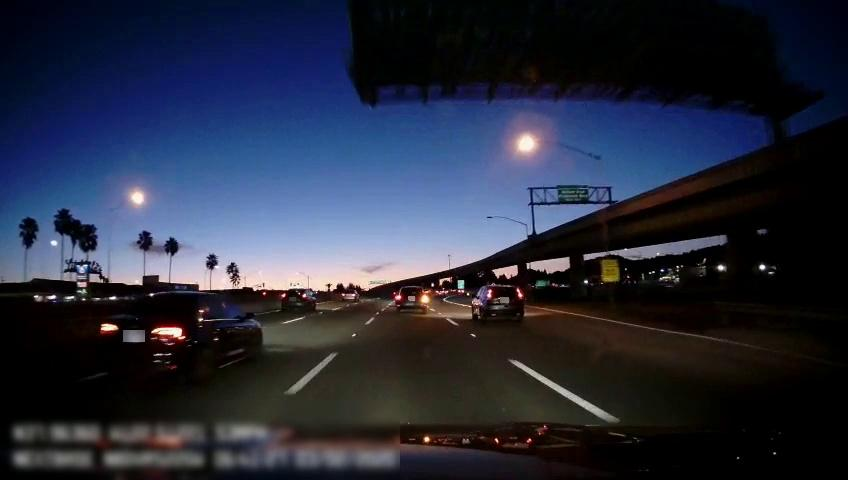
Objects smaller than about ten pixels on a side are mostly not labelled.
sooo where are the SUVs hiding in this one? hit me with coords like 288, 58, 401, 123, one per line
280, 288, 317, 314
470, 283, 525, 323
395, 286, 428, 316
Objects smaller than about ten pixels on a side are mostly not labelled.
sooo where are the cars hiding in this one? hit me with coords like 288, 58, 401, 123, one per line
341, 288, 360, 303
96, 290, 264, 388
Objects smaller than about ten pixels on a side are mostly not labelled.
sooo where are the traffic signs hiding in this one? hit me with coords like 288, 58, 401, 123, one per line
557, 184, 589, 201
602, 259, 621, 282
